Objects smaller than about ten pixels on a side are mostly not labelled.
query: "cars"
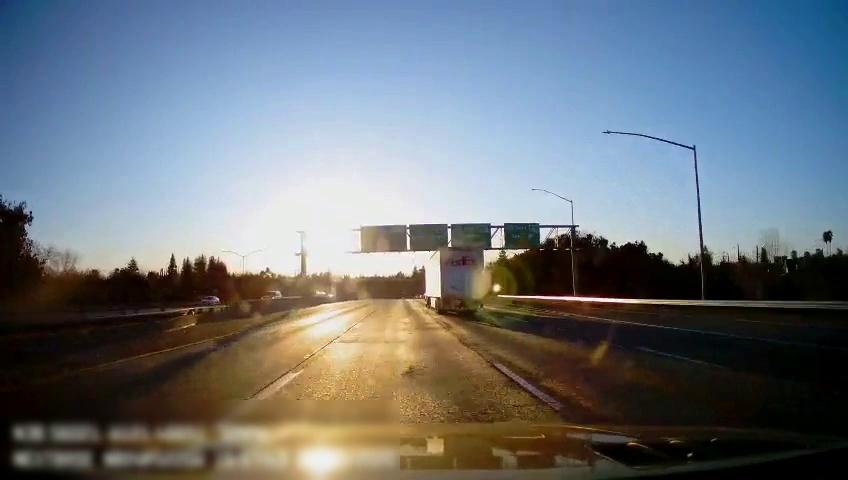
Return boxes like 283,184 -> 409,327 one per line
200,295 -> 221,305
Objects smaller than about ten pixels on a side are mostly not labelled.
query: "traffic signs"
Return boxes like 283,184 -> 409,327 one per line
409,222 -> 448,248
450,222 -> 492,248
503,221 -> 541,249
360,225 -> 408,253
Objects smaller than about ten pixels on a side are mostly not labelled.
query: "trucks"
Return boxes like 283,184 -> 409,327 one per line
423,248 -> 484,315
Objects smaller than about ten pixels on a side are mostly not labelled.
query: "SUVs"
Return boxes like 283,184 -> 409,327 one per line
261,290 -> 283,300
